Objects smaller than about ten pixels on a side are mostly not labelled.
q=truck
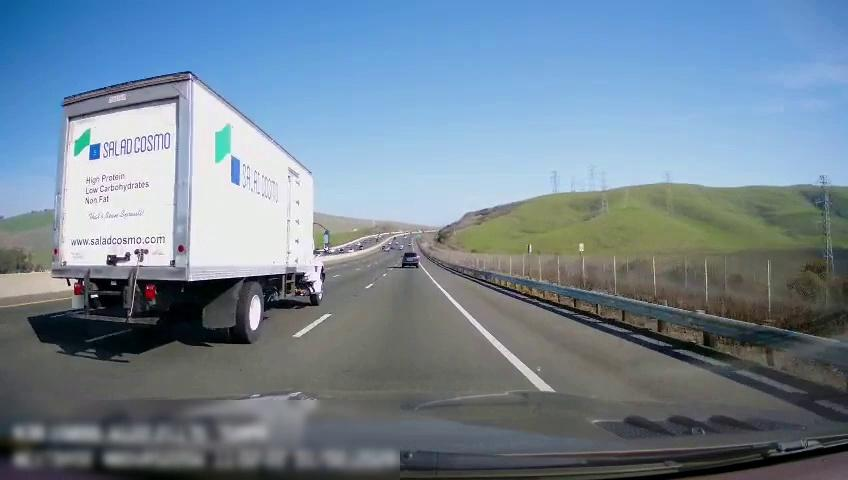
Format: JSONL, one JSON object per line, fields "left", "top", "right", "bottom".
{"left": 49, "top": 68, "right": 332, "bottom": 345}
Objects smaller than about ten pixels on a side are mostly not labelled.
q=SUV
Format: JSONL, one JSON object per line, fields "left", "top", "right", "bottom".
{"left": 400, "top": 252, "right": 420, "bottom": 269}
